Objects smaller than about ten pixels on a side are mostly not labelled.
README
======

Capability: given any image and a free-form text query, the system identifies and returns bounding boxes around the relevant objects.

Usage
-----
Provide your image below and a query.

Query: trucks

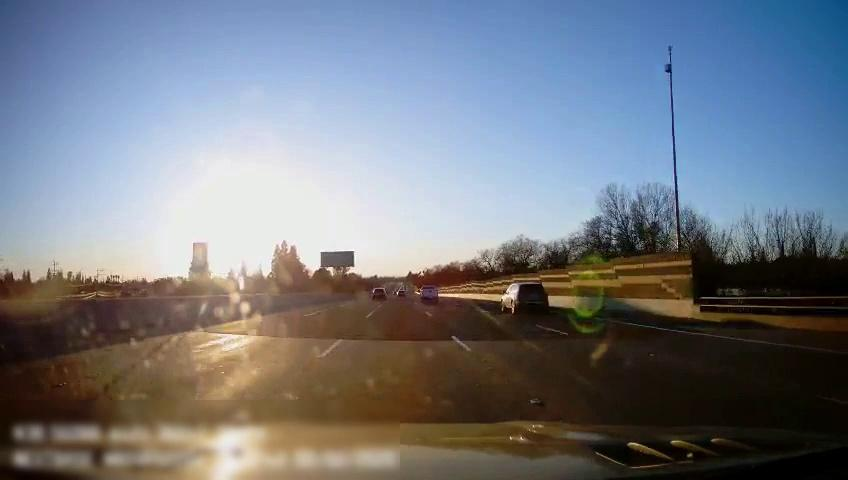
[419,285,438,302]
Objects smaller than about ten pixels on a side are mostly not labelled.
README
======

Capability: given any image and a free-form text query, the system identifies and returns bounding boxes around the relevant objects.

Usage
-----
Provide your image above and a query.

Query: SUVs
[501,283,549,314]
[371,287,388,301]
